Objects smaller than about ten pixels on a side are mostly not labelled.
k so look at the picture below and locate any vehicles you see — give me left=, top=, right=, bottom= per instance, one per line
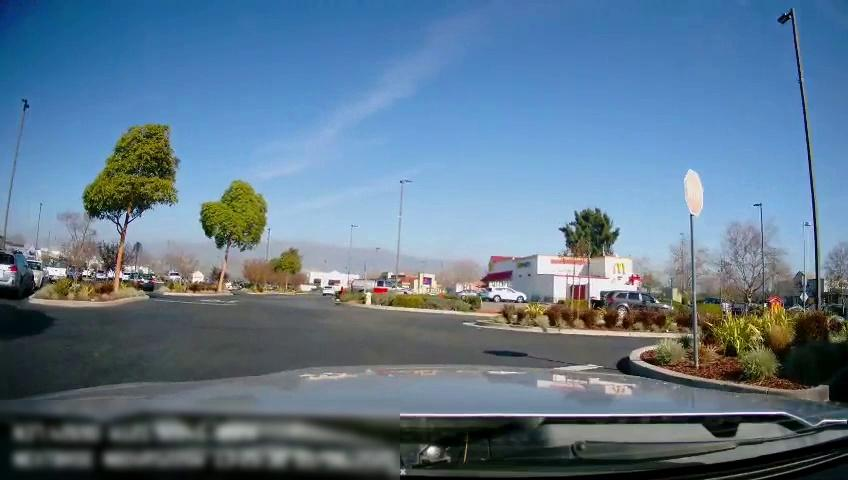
left=46, top=262, right=83, bottom=284
left=456, top=290, right=478, bottom=299
left=136, top=273, right=155, bottom=292
left=349, top=279, right=415, bottom=298
left=484, top=286, right=527, bottom=303
left=0, top=251, right=35, bottom=299
left=27, top=260, right=51, bottom=292
left=166, top=271, right=183, bottom=284
left=323, top=285, right=335, bottom=296
left=605, top=290, right=674, bottom=316
left=107, top=266, right=124, bottom=282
